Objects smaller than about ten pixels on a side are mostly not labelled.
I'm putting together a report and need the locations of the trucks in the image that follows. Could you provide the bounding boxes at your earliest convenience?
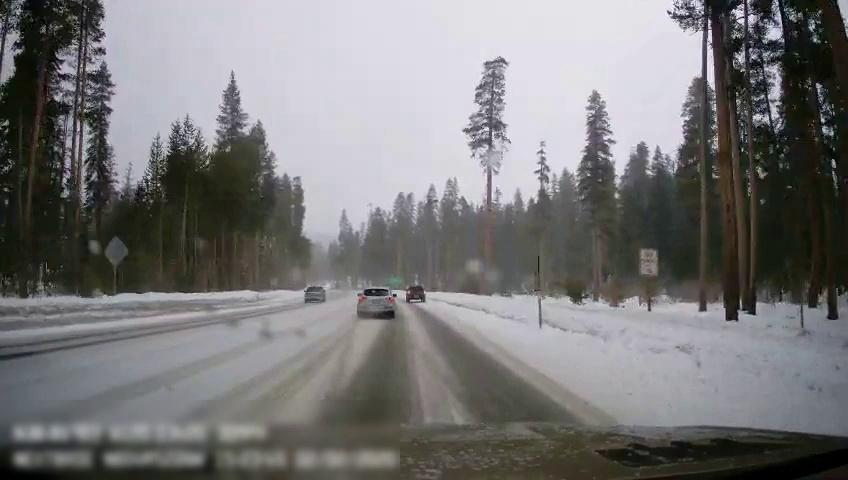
[404,285,426,303]
[303,286,326,304]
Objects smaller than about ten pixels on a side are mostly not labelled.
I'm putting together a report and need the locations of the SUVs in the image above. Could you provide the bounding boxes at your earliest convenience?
[355,286,398,320]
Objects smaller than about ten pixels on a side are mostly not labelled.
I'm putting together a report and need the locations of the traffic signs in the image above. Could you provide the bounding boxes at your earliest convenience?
[638,247,659,277]
[104,236,128,266]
